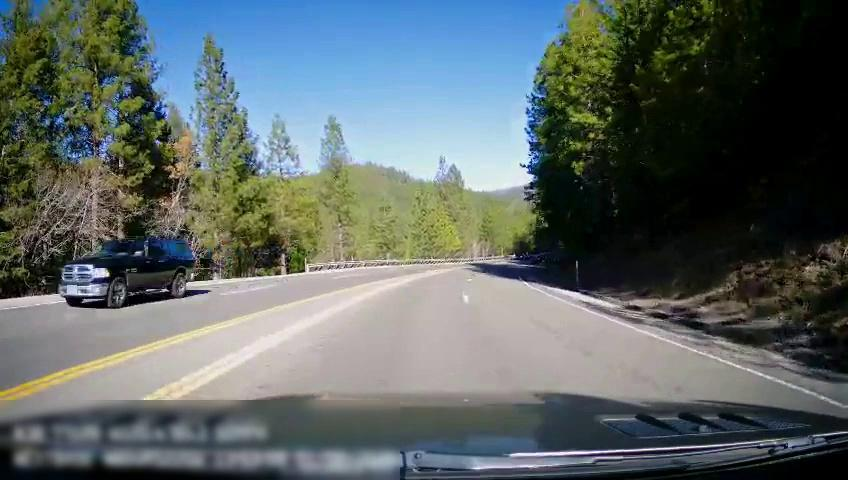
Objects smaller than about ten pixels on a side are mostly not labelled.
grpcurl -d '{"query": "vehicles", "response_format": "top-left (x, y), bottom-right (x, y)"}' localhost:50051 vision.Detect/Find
top-left (58, 237), bottom-right (194, 311)
top-left (511, 250), bottom-right (529, 262)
